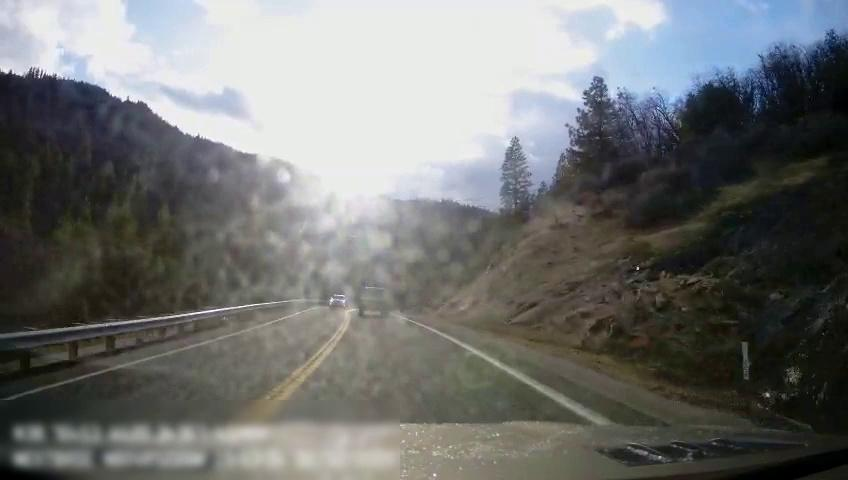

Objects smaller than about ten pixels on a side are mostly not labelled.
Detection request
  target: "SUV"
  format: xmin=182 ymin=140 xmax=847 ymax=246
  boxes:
xmin=329 ymin=294 xmax=347 ymax=308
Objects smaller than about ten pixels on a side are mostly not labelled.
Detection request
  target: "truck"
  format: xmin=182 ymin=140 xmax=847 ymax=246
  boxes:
xmin=357 ymin=287 xmax=388 ymax=317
